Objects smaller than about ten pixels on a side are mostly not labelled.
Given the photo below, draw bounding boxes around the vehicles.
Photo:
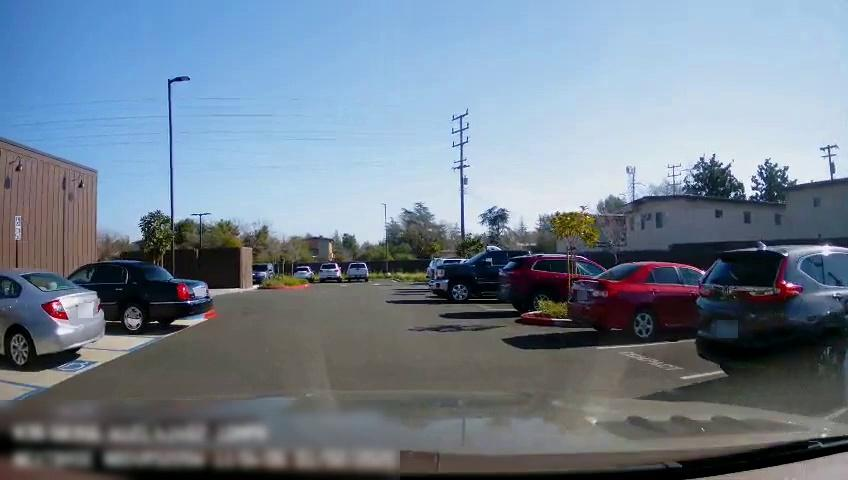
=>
[429,258,471,285]
[0,271,106,369]
[253,262,275,285]
[496,254,610,313]
[694,244,848,392]
[430,247,531,304]
[347,262,369,283]
[319,263,343,283]
[65,258,215,333]
[568,261,708,343]
[294,266,314,281]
